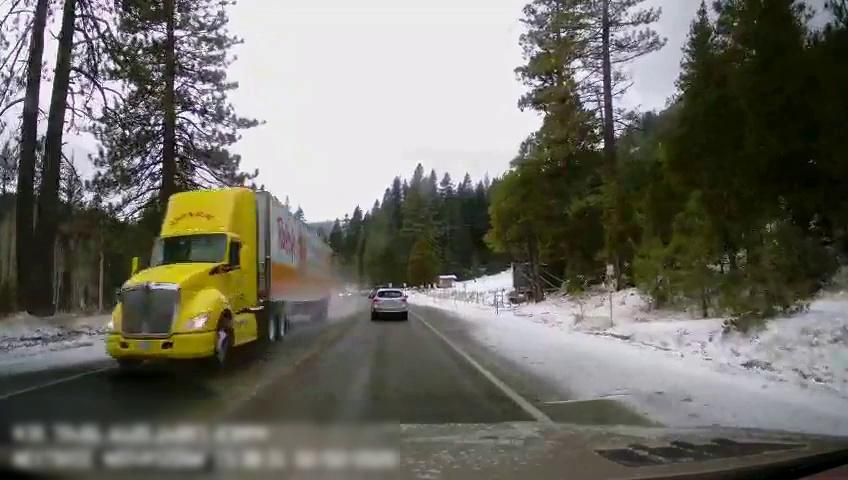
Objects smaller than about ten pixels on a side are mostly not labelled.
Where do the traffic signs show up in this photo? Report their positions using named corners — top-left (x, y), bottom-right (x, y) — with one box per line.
top-left (606, 264), bottom-right (614, 275)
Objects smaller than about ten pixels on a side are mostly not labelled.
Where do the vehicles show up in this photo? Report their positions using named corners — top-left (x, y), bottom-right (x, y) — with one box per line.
top-left (337, 289), bottom-right (352, 301)
top-left (371, 289), bottom-right (409, 321)
top-left (105, 188), bottom-right (331, 375)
